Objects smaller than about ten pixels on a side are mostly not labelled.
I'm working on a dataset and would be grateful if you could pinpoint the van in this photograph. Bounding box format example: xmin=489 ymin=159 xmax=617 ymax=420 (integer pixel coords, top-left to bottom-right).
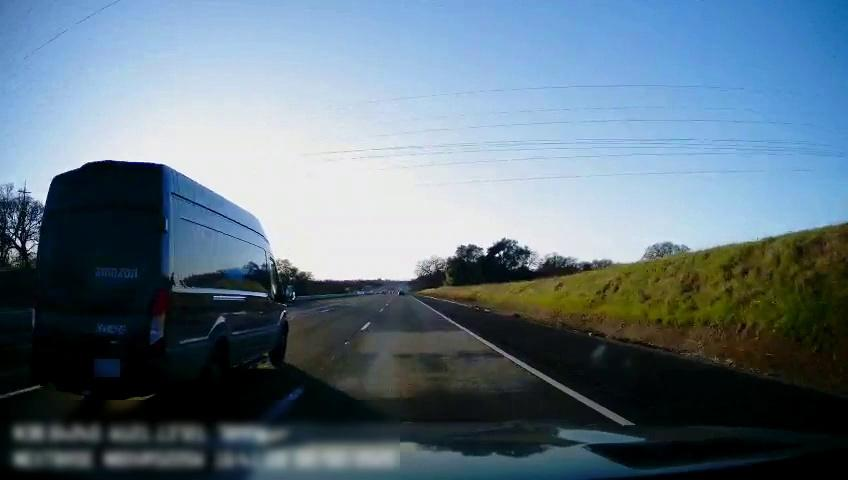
xmin=29 ymin=160 xmax=297 ymax=411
